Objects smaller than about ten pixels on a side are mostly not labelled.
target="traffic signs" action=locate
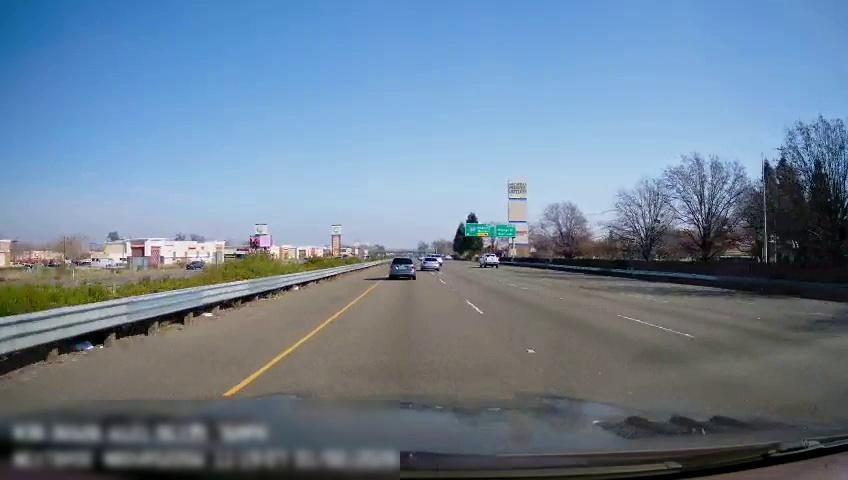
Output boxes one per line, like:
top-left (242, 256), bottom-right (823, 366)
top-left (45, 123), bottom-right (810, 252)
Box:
top-left (464, 222), bottom-right (516, 237)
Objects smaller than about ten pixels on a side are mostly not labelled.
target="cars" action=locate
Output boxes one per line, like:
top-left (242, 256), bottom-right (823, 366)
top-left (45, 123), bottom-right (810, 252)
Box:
top-left (420, 257), bottom-right (440, 272)
top-left (389, 258), bottom-right (416, 280)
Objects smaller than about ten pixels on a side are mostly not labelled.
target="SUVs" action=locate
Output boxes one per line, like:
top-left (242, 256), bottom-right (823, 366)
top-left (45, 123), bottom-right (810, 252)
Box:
top-left (430, 254), bottom-right (442, 266)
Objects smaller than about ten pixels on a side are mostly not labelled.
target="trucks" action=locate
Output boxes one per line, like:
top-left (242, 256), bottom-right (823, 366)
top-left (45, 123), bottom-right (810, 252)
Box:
top-left (185, 260), bottom-right (204, 271)
top-left (479, 253), bottom-right (500, 268)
